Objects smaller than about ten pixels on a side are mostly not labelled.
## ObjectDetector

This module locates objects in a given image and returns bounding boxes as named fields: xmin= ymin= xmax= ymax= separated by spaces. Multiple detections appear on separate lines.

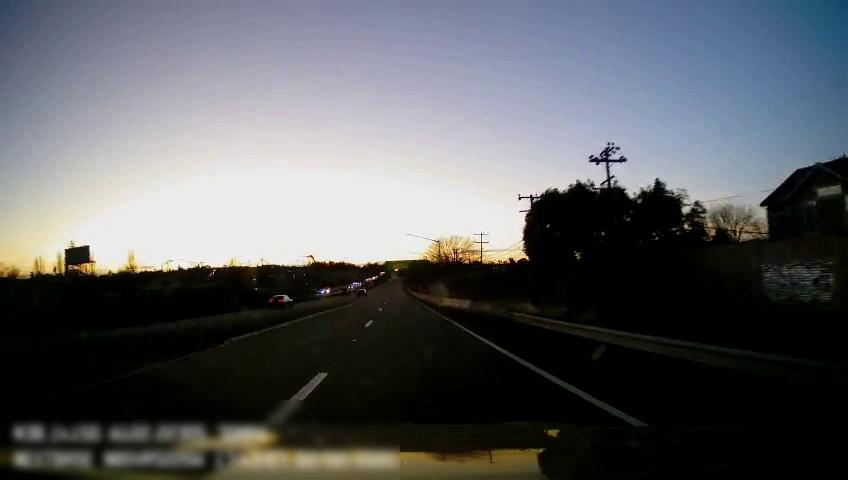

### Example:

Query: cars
xmin=268 ymin=294 xmax=293 ymax=307
xmin=355 ymin=288 xmax=369 ymax=298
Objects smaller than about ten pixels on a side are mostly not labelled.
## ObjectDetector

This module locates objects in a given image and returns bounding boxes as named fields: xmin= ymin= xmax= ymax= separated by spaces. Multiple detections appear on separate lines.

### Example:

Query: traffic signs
xmin=386 ymin=260 xmax=409 ymax=269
